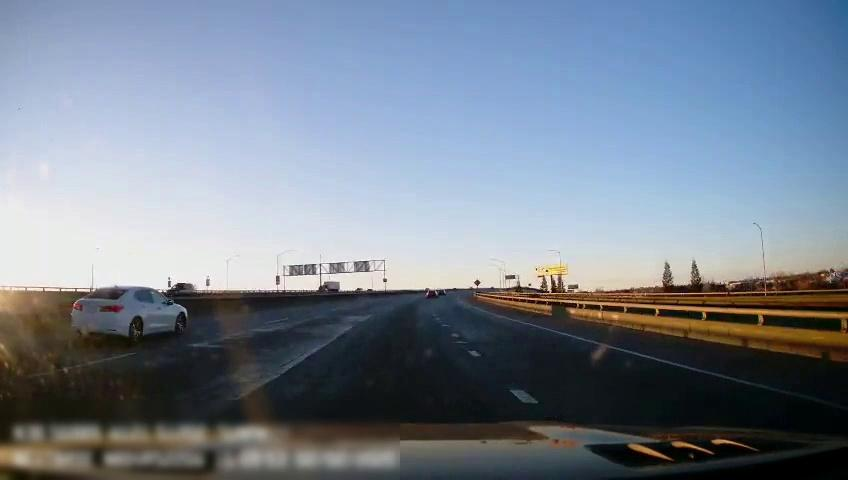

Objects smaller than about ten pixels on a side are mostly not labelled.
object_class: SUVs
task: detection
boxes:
[164,283,195,297]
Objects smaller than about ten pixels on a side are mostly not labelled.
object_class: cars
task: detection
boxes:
[426,290,438,299]
[71,285,189,347]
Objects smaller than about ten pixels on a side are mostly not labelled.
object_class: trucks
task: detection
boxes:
[316,281,340,292]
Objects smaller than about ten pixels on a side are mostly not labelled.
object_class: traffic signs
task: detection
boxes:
[505,275,516,280]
